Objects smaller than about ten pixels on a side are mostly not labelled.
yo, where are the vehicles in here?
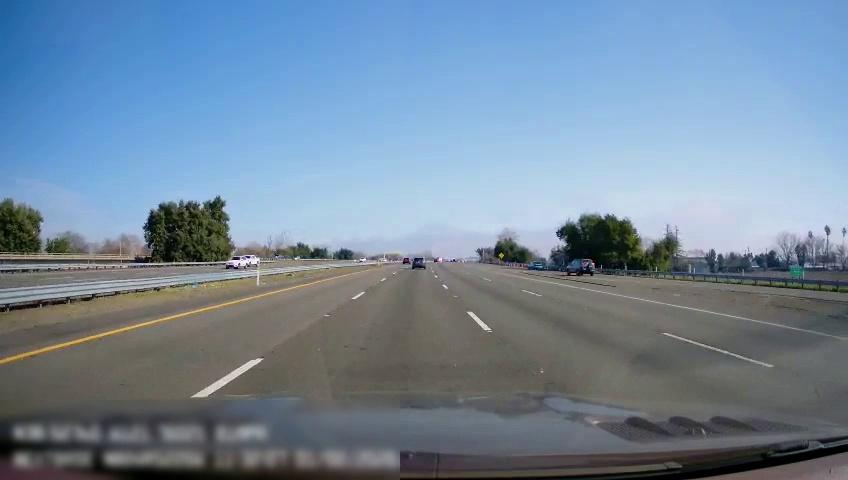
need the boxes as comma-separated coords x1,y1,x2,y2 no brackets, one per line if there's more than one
565,258,595,276
225,255,249,270
526,261,546,270
244,254,261,267
402,257,411,265
412,257,426,269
